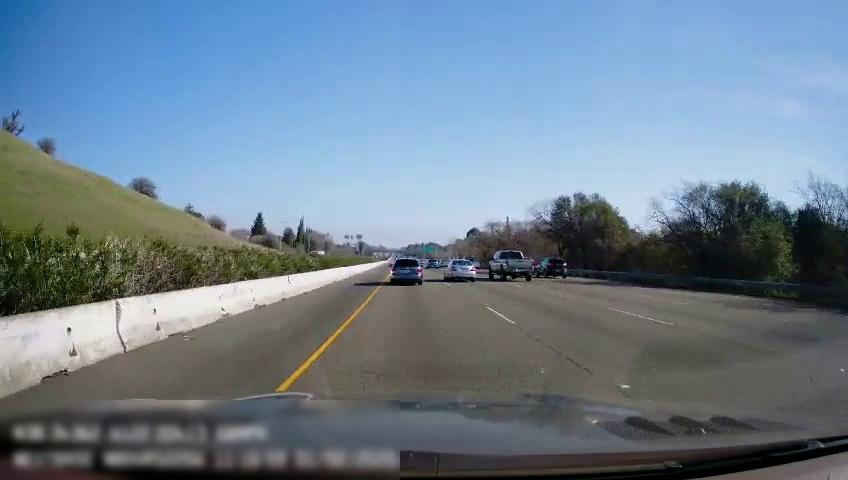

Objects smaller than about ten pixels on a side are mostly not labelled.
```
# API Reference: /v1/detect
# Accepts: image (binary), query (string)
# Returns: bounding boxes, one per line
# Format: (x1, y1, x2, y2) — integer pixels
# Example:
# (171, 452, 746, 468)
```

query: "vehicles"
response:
(534, 257, 568, 279)
(390, 257, 423, 286)
(443, 259, 477, 283)
(488, 250, 535, 281)
(424, 259, 439, 270)
(465, 256, 481, 272)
